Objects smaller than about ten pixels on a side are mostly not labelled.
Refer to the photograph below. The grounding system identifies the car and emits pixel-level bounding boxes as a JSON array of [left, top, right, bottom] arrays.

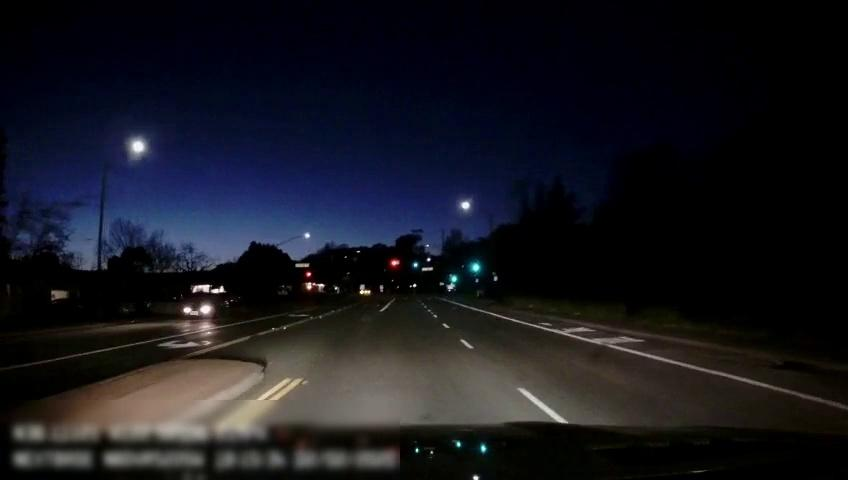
[[184, 297, 228, 317]]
